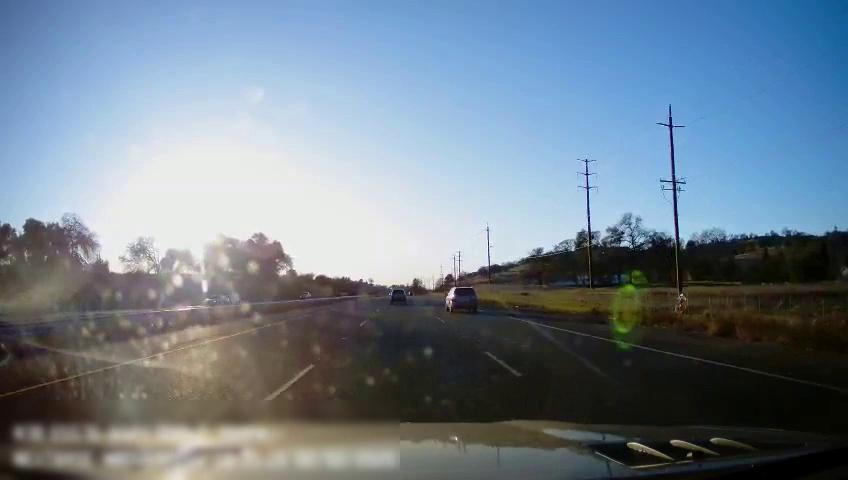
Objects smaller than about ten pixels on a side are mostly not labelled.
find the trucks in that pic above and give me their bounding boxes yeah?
[299,291,312,300]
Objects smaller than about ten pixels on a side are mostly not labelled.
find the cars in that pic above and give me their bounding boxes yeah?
[203,294,230,306]
[388,289,407,307]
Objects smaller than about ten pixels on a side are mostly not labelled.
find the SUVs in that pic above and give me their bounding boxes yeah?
[445,286,477,314]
